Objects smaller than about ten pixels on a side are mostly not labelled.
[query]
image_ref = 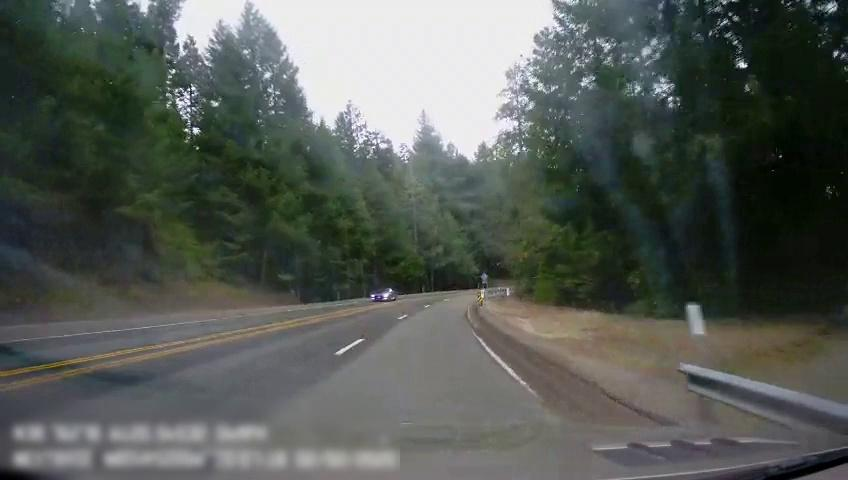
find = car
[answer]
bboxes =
[369,287,398,302]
